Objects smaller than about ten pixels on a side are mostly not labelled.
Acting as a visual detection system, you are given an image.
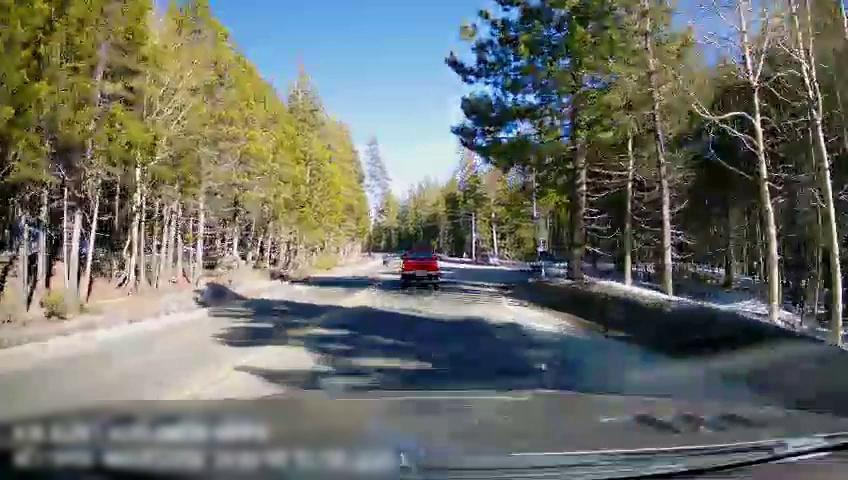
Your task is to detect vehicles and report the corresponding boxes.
[399,249,441,287]
[529,255,549,271]
[477,255,498,266]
